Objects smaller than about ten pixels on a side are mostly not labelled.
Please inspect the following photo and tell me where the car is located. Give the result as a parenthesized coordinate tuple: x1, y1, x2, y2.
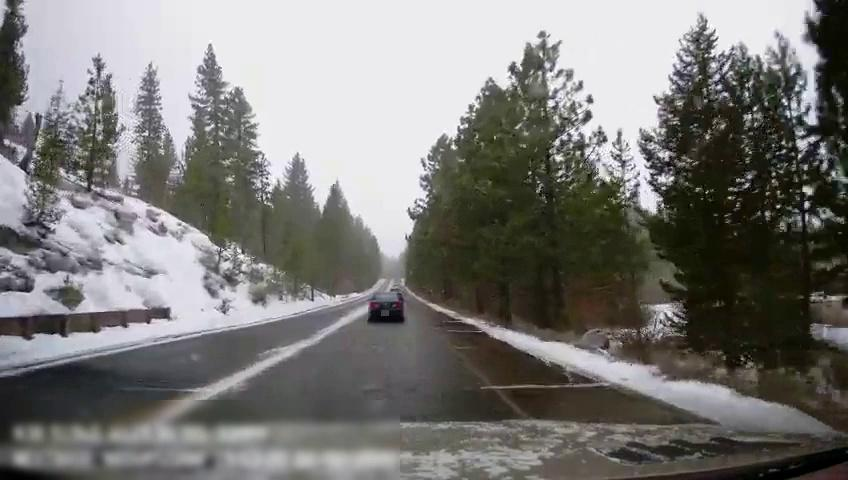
(367, 290, 405, 322)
